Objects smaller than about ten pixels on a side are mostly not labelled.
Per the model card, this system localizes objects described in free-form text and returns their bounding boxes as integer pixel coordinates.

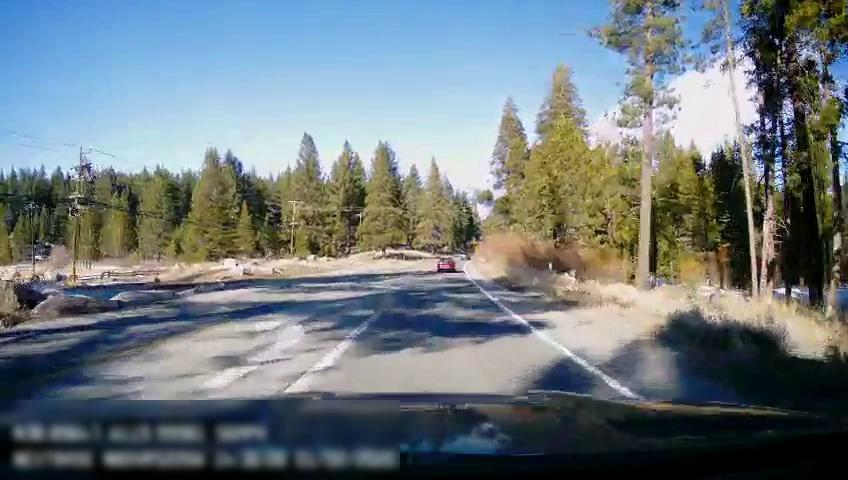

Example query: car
[437,257,456,272]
